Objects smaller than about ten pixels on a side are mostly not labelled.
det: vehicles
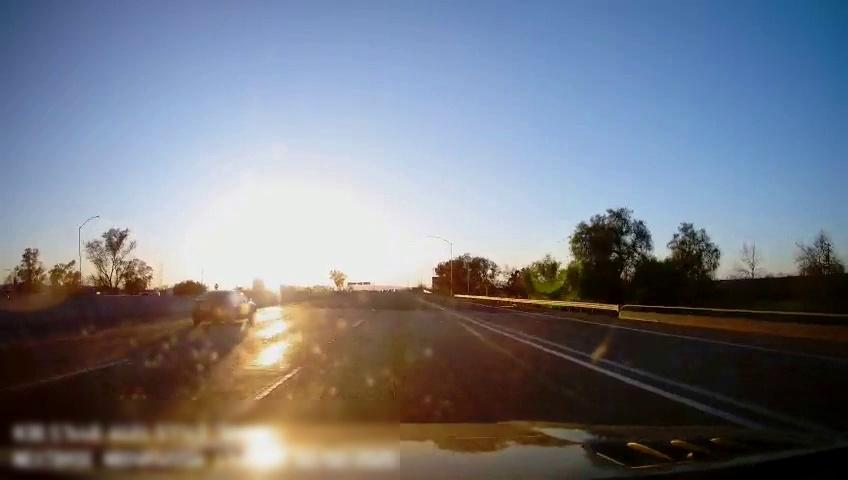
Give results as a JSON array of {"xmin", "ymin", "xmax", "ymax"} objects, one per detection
[
  {"xmin": 190, "ymin": 290, "xmax": 257, "ymax": 327},
  {"xmin": 140, "ymin": 289, "xmax": 161, "ymax": 297}
]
